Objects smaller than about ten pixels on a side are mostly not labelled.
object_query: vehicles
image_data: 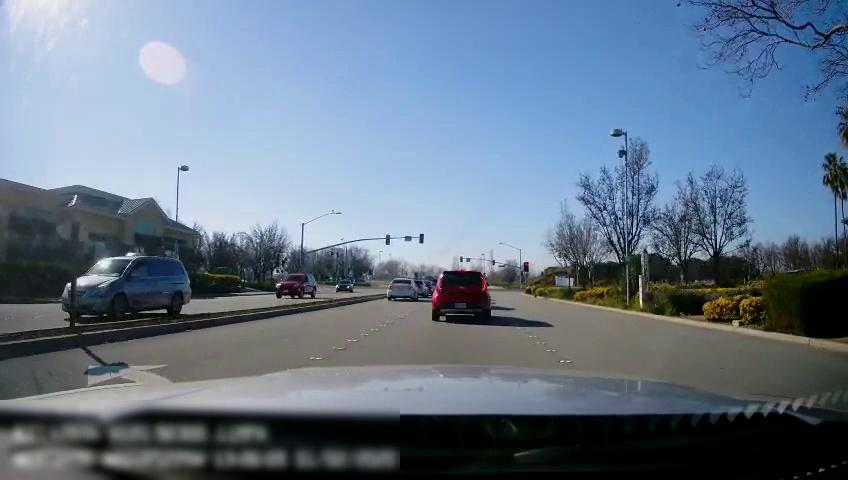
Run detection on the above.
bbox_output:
[275,273,318,299]
[60,256,192,323]
[335,279,354,293]
[413,281,428,298]
[387,279,419,302]
[423,281,435,296]
[432,270,491,322]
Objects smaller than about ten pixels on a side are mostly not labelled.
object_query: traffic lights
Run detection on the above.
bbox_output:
[385,235,391,246]
[419,233,424,244]
[523,261,529,273]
